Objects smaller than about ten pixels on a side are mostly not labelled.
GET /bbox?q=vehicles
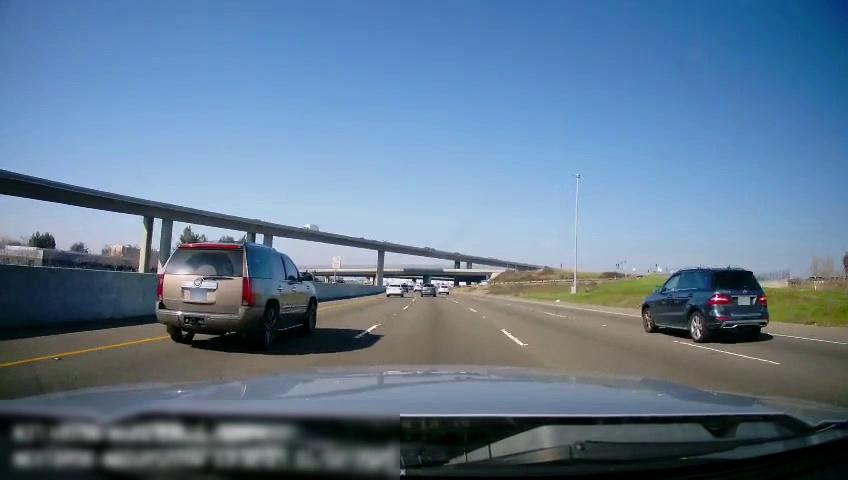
[640,267,770,344]
[420,283,437,298]
[437,285,449,295]
[413,284,423,293]
[153,240,320,352]
[386,283,404,298]
[303,223,320,233]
